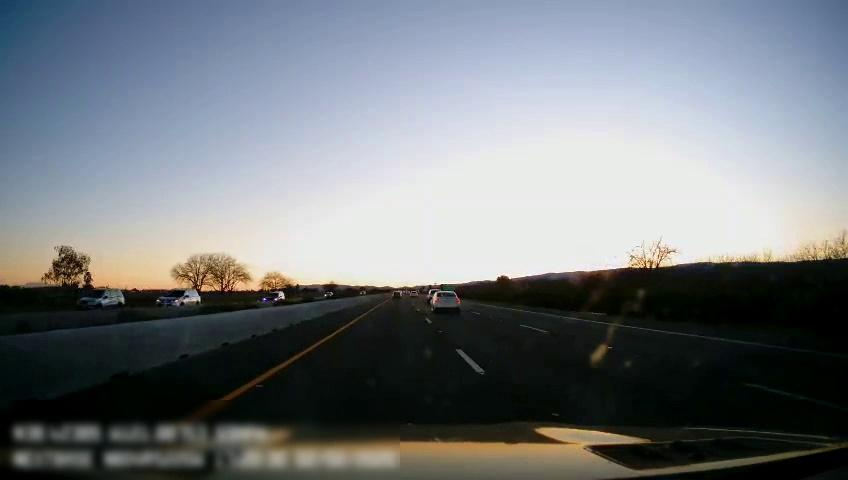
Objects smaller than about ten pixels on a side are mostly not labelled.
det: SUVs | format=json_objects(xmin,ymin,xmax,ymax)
[
  {"xmin": 262, "ymin": 290, "xmax": 285, "ymax": 303},
  {"xmin": 425, "ymin": 288, "xmax": 441, "ymax": 305},
  {"xmin": 75, "ymin": 287, "xmax": 125, "ymax": 311}
]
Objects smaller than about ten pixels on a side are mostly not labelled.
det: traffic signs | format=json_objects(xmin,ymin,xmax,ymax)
[{"xmin": 442, "ymin": 286, "xmax": 455, "ymax": 292}]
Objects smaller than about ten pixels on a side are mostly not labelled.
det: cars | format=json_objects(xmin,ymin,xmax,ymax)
[
  {"xmin": 156, "ymin": 288, "xmax": 202, "ymax": 309},
  {"xmin": 430, "ymin": 290, "xmax": 460, "ymax": 313}
]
